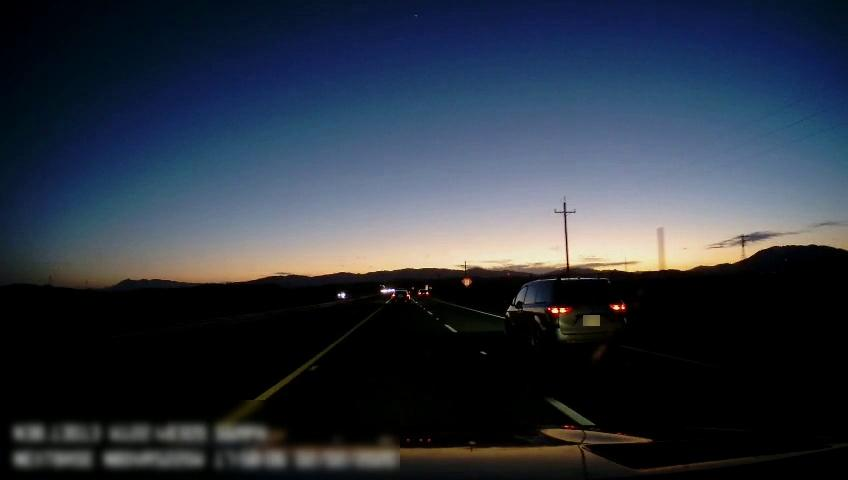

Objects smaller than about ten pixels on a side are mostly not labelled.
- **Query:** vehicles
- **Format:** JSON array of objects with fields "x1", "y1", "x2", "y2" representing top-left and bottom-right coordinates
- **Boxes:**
[
  {"x1": 337, "y1": 291, "x2": 348, "y2": 299},
  {"x1": 390, "y1": 289, "x2": 411, "y2": 305},
  {"x1": 417, "y1": 288, "x2": 430, "y2": 299},
  {"x1": 503, "y1": 277, "x2": 628, "y2": 354}
]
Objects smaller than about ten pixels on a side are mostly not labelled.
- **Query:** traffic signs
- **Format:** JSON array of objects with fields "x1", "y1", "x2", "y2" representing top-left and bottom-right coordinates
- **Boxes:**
[{"x1": 461, "y1": 276, "x2": 473, "y2": 288}]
